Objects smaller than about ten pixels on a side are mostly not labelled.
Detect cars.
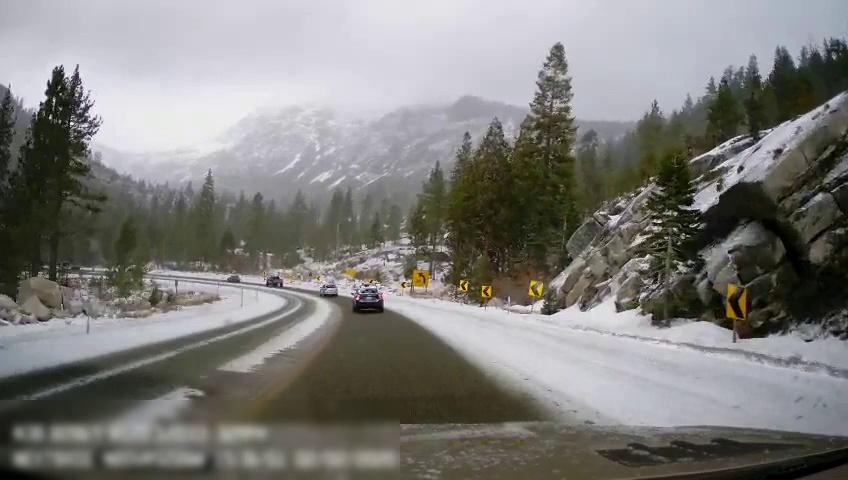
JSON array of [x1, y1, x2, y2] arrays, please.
[[350, 284, 385, 313], [319, 284, 338, 298]]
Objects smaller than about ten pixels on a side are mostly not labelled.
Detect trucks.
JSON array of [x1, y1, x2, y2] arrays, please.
[[266, 274, 283, 287]]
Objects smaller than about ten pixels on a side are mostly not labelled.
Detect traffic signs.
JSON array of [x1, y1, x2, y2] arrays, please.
[[725, 283, 748, 321], [527, 279, 545, 298], [412, 269, 430, 286]]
